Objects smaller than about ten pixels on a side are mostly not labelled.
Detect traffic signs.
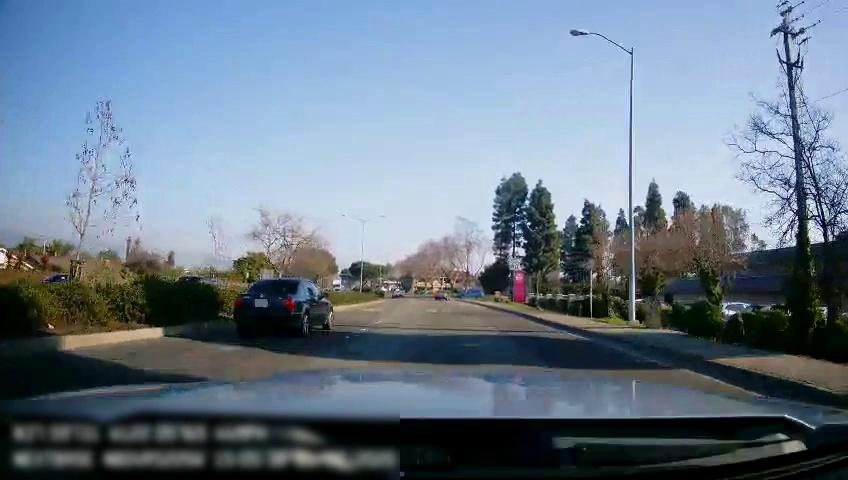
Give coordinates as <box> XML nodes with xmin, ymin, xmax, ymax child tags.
<box><xmin>509</xmin><ymin>258</ymin><xmax>521</xmax><ymax>270</ymax></box>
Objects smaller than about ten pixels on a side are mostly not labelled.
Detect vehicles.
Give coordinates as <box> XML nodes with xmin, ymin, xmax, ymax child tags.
<box><xmin>392</xmin><ymin>290</ymin><xmax>403</xmax><ymax>298</ymax></box>
<box><xmin>234</xmin><ymin>278</ymin><xmax>333</xmax><ymax>337</ymax></box>
<box><xmin>332</xmin><ymin>280</ymin><xmax>342</xmax><ymax>292</ymax></box>
<box><xmin>715</xmin><ymin>302</ymin><xmax>756</xmax><ymax>319</ymax></box>
<box><xmin>457</xmin><ymin>289</ymin><xmax>482</xmax><ymax>298</ymax></box>
<box><xmin>41</xmin><ymin>274</ymin><xmax>76</xmax><ymax>287</ymax></box>
<box><xmin>175</xmin><ymin>276</ymin><xmax>211</xmax><ymax>289</ymax></box>
<box><xmin>434</xmin><ymin>290</ymin><xmax>448</xmax><ymax>300</ymax></box>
